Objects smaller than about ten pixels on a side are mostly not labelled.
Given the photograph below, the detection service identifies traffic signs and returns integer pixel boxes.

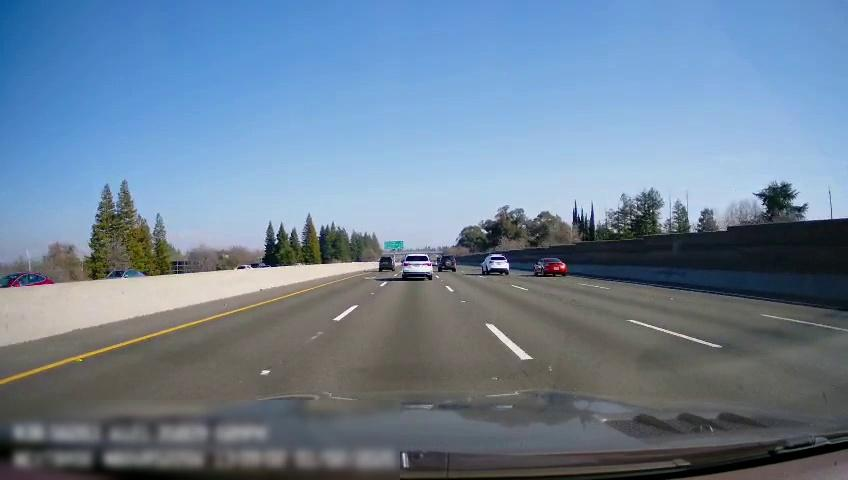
[384,240,404,251]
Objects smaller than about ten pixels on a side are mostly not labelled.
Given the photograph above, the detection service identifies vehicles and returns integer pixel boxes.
[532,257,570,278]
[0,271,55,289]
[234,264,252,270]
[480,255,511,276]
[437,254,457,273]
[104,269,146,280]
[377,256,397,273]
[250,263,271,269]
[400,253,434,282]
